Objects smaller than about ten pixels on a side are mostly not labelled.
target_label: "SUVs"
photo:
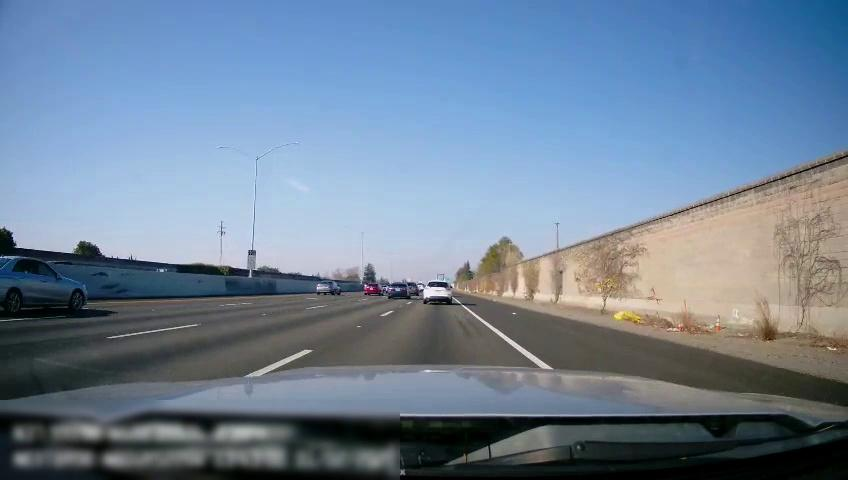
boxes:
[423,280,453,304]
[406,282,419,296]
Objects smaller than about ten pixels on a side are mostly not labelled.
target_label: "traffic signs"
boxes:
[248,249,257,268]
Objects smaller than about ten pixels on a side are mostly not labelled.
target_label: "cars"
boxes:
[316,281,342,295]
[387,282,413,299]
[364,283,384,296]
[0,256,89,315]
